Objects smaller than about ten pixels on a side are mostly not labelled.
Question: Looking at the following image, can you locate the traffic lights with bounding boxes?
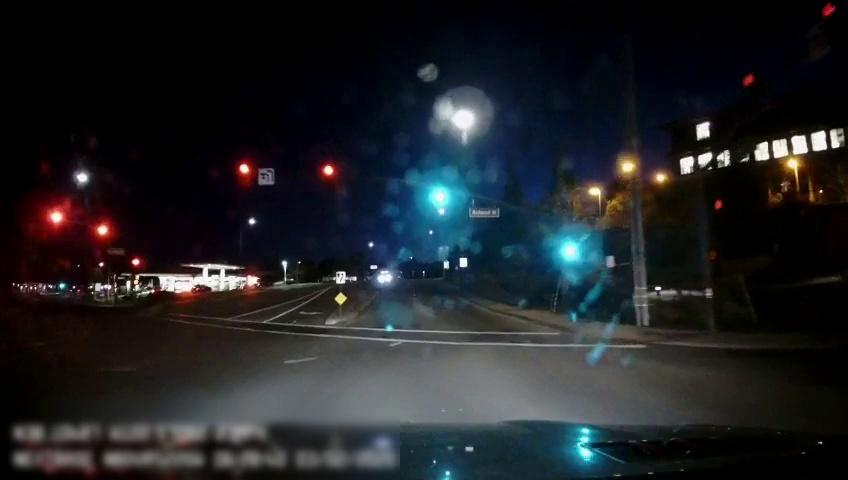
[437,186,446,214]
[323,164,334,189]
[563,244,575,261]
[239,162,250,188]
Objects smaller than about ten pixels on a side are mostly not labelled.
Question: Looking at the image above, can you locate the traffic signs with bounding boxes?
[259,168,274,185]
[334,292,347,306]
[459,257,467,268]
[468,208,500,218]
[336,272,346,284]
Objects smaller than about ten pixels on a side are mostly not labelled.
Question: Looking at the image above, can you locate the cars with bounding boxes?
[191,284,212,295]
